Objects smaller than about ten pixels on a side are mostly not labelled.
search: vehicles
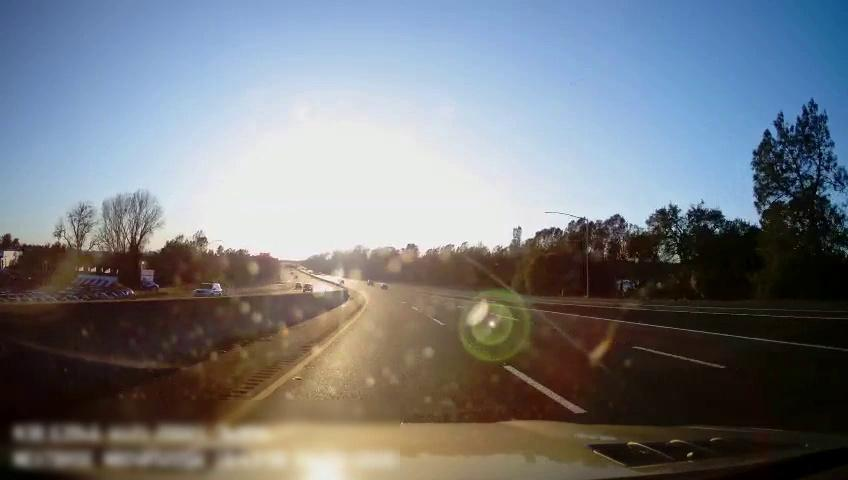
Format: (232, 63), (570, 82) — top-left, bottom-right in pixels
(139, 280), (159, 291)
(302, 283), (314, 293)
(192, 282), (224, 298)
